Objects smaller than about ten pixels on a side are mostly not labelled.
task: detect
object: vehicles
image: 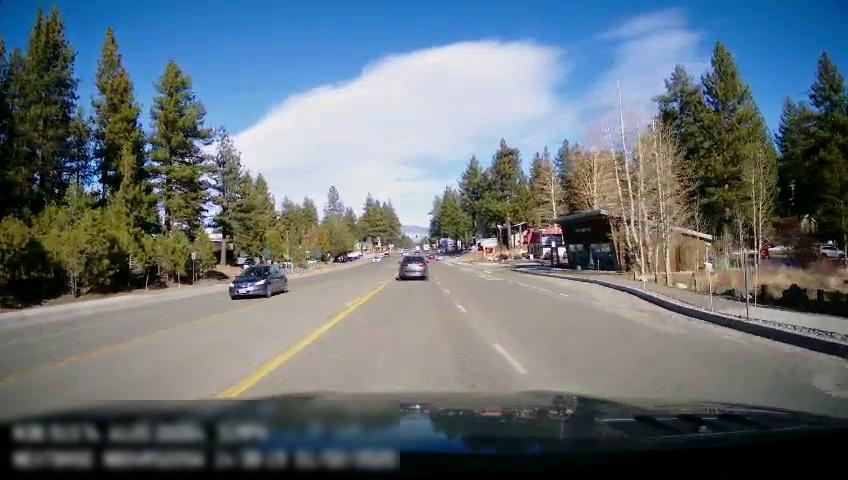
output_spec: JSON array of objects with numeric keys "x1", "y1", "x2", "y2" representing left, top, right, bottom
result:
[
  {"x1": 399, "y1": 255, "x2": 430, "y2": 282},
  {"x1": 760, "y1": 240, "x2": 800, "y2": 259},
  {"x1": 810, "y1": 243, "x2": 847, "y2": 262},
  {"x1": 228, "y1": 265, "x2": 289, "y2": 300}
]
